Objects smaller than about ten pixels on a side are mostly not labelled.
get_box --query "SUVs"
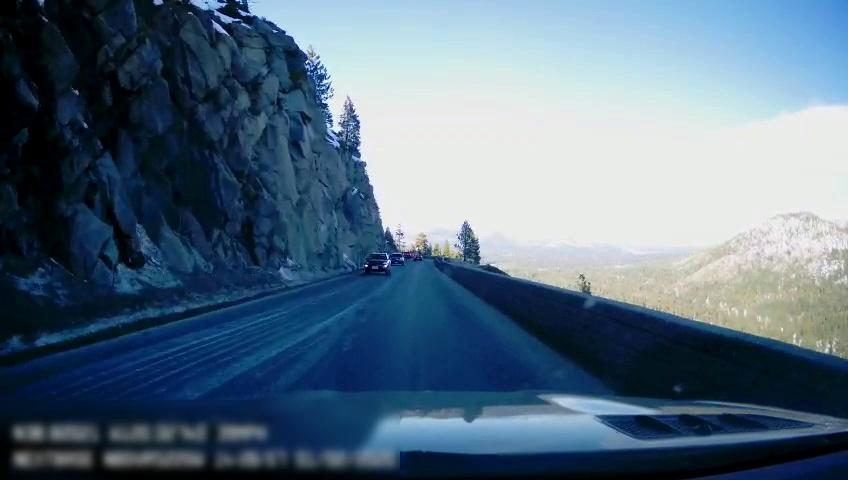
[364,252,391,274]
[389,252,405,266]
